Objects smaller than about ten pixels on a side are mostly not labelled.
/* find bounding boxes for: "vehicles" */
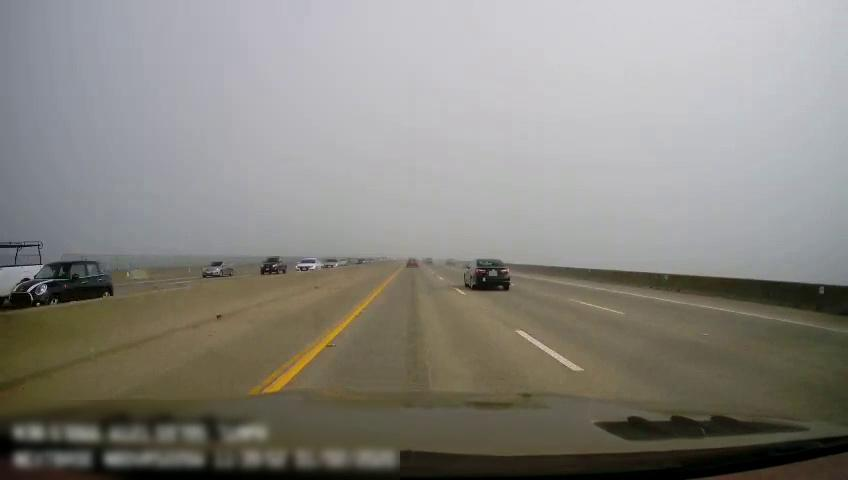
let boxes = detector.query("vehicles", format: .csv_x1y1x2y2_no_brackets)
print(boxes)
294,258,326,273
322,258,342,269
355,257,370,264
421,256,434,264
463,258,512,291
406,257,419,268
337,259,350,266
259,256,288,276
7,257,115,309
0,240,45,306
445,258,456,266
201,261,235,279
